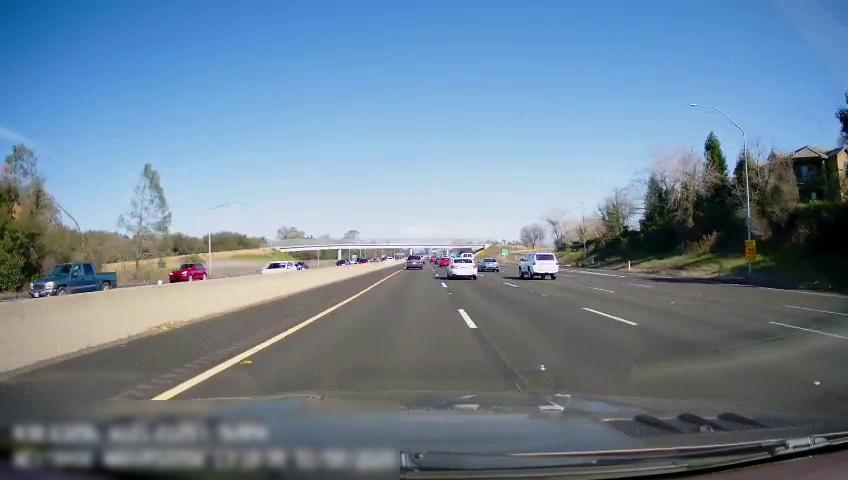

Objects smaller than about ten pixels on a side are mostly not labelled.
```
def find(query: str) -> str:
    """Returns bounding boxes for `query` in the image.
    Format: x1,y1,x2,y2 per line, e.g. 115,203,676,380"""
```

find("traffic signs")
744,240,757,262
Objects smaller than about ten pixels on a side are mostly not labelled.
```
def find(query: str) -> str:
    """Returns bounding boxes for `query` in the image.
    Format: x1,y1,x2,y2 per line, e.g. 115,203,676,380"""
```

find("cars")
446,258,477,280
261,260,297,274
478,257,500,272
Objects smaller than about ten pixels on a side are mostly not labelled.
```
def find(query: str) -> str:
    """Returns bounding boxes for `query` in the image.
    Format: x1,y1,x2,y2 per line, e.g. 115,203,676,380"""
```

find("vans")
460,253,473,266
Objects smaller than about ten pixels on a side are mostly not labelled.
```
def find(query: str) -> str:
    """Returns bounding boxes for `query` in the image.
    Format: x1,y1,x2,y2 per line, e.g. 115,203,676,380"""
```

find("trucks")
27,261,119,299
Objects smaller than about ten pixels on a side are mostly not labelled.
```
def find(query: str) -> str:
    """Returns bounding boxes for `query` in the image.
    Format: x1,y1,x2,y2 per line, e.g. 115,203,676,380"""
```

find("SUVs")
405,256,424,271
167,262,209,284
518,251,559,280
